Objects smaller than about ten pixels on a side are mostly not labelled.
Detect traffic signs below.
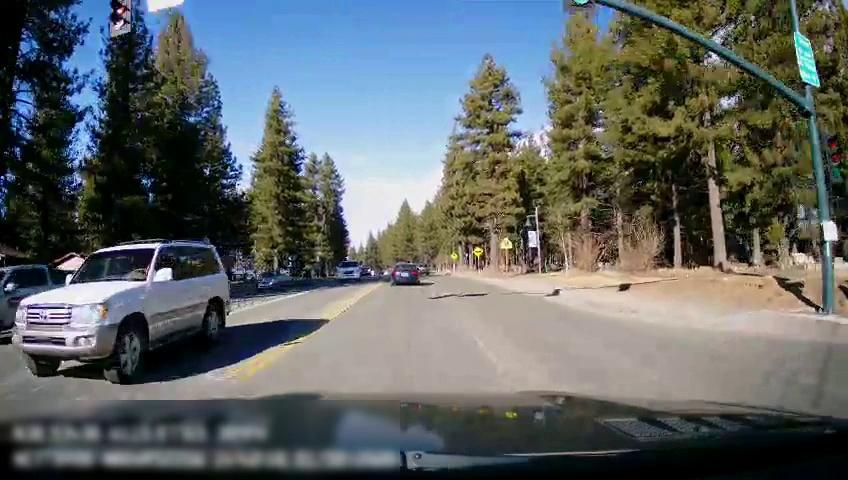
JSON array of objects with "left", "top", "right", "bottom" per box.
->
[
  {"left": 473, "top": 245, "right": 484, "bottom": 257},
  {"left": 146, "top": 0, "right": 183, "bottom": 15},
  {"left": 793, "top": 31, "right": 820, "bottom": 88},
  {"left": 501, "top": 238, "right": 512, "bottom": 249}
]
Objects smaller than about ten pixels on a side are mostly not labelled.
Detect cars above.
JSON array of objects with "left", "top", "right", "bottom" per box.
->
[{"left": 388, "top": 261, "right": 419, "bottom": 285}]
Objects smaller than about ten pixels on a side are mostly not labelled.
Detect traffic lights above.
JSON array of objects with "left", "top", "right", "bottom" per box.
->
[
  {"left": 826, "top": 134, "right": 845, "bottom": 183},
  {"left": 110, "top": 0, "right": 134, "bottom": 37},
  {"left": 568, "top": 0, "right": 592, "bottom": 11}
]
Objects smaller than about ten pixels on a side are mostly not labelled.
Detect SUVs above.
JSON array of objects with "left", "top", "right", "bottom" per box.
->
[
  {"left": 335, "top": 261, "right": 362, "bottom": 282},
  {"left": 0, "top": 265, "right": 58, "bottom": 330},
  {"left": 14, "top": 240, "right": 228, "bottom": 382}
]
